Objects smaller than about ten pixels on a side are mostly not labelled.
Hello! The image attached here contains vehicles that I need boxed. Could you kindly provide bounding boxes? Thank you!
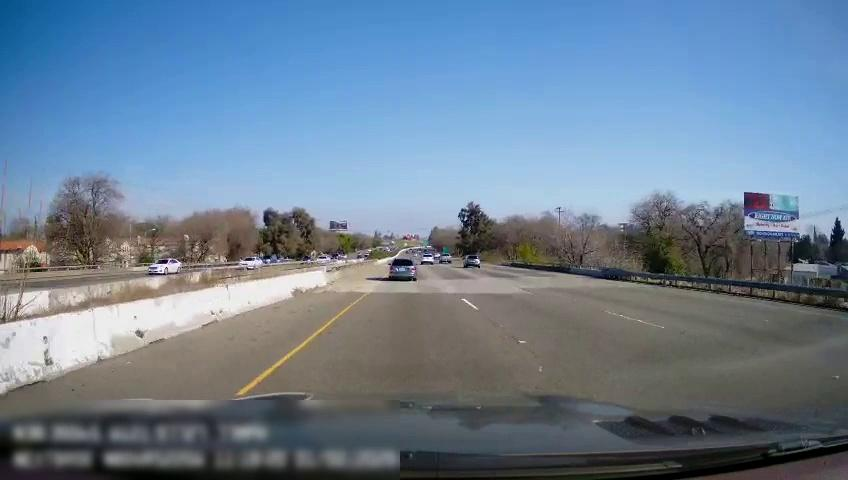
[387,258,417,282]
[463,255,481,269]
[257,255,280,268]
[439,254,453,264]
[239,257,263,270]
[421,253,434,265]
[147,258,183,276]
